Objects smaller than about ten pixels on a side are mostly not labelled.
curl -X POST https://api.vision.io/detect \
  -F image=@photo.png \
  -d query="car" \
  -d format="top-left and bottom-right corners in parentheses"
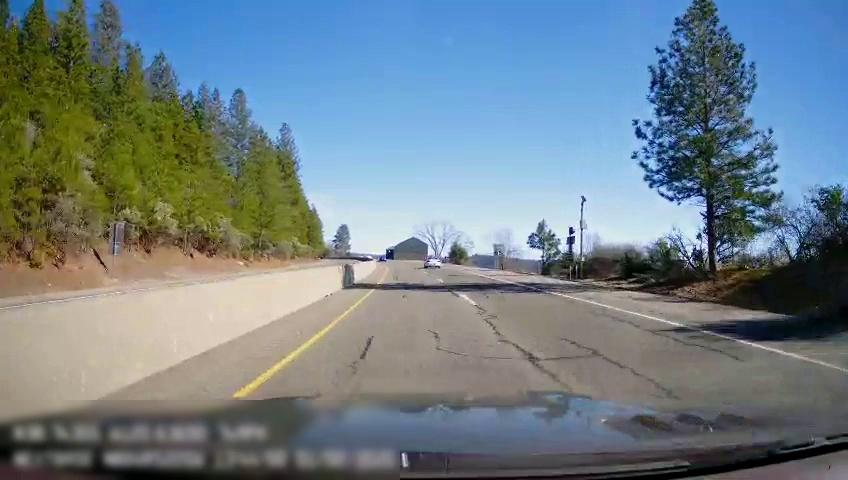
top-left (423, 256), bottom-right (441, 269)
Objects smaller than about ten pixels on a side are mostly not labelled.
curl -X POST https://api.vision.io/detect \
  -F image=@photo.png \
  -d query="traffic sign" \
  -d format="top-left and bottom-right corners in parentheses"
top-left (493, 243), bottom-right (505, 257)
